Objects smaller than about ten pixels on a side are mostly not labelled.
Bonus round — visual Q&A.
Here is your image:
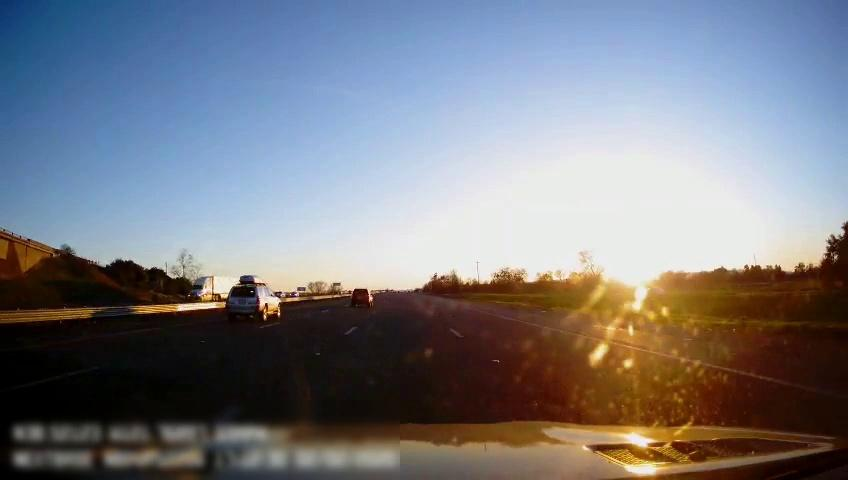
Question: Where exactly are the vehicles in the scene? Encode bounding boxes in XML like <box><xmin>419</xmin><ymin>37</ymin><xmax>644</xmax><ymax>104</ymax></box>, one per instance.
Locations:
<box><xmin>226</xmin><ymin>275</ymin><xmax>281</xmax><ymax>321</ymax></box>
<box><xmin>187</xmin><ymin>276</ymin><xmax>240</xmax><ymax>303</ymax></box>
<box><xmin>289</xmin><ymin>291</ymin><xmax>300</xmax><ymax>298</ymax></box>
<box><xmin>351</xmin><ymin>288</ymin><xmax>374</xmax><ymax>307</ymax></box>
<box><xmin>273</xmin><ymin>291</ymin><xmax>286</xmax><ymax>299</ymax></box>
